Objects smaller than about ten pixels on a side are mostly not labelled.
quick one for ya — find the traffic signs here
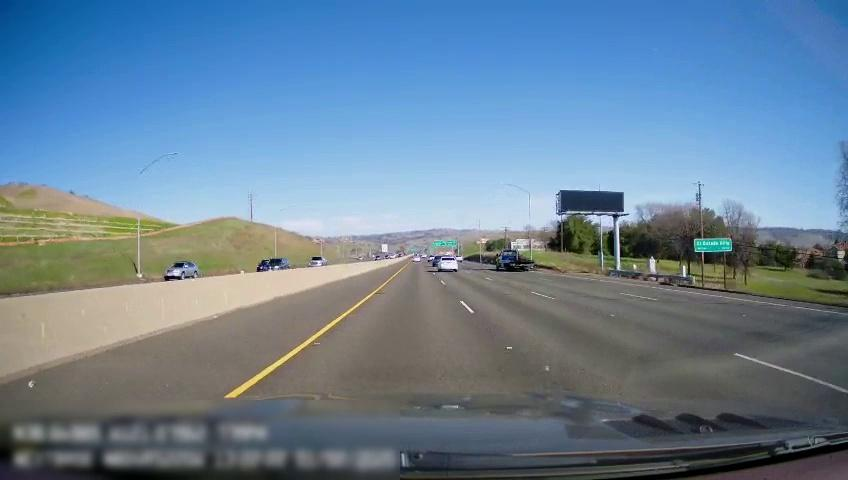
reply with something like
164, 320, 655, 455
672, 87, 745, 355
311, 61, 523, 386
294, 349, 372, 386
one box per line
693, 238, 734, 253
433, 240, 446, 248
447, 239, 458, 247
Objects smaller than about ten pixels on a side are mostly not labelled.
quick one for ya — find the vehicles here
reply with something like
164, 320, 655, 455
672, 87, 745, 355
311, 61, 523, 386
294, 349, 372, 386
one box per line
257, 259, 270, 272
263, 258, 288, 271
438, 256, 458, 272
432, 256, 443, 267
163, 261, 198, 280
307, 256, 328, 267
497, 250, 534, 270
